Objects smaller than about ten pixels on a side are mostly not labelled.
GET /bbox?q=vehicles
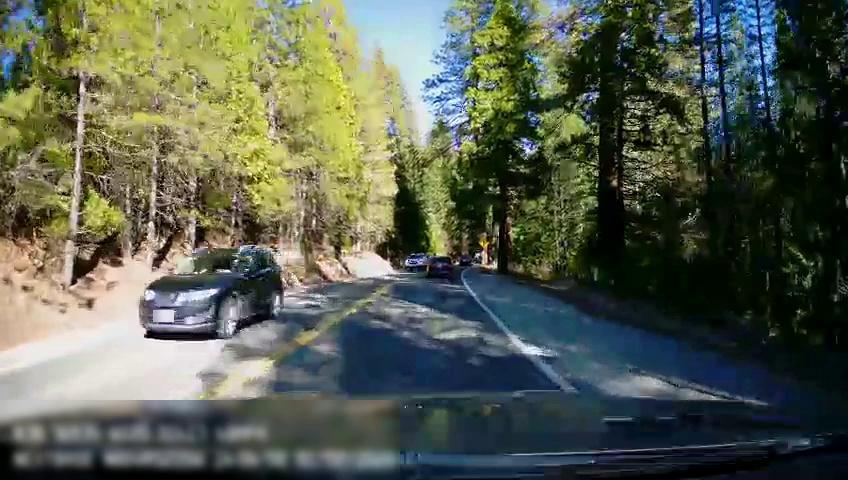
[427,255,454,277]
[404,253,430,272]
[138,245,285,340]
[459,255,473,266]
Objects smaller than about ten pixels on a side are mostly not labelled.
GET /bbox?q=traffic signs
[478,238,491,249]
